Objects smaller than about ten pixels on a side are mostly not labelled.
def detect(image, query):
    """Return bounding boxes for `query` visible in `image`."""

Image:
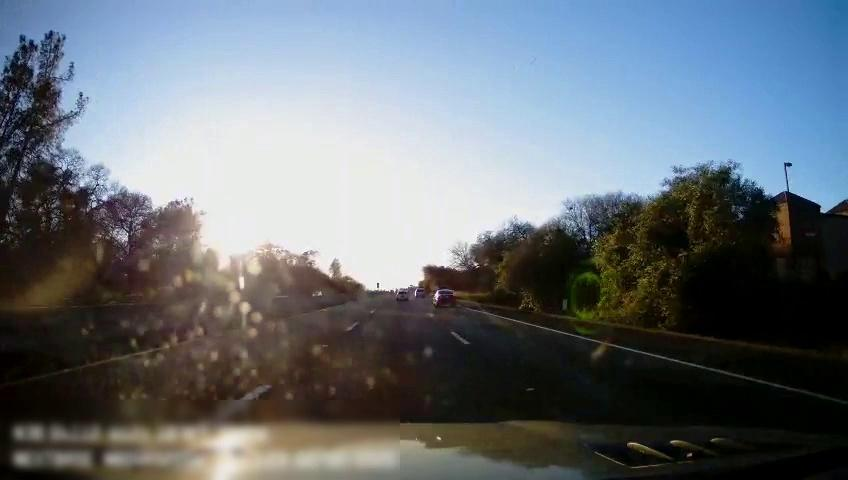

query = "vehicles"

[432,290,456,308]
[311,291,324,299]
[395,289,410,302]
[414,288,428,298]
